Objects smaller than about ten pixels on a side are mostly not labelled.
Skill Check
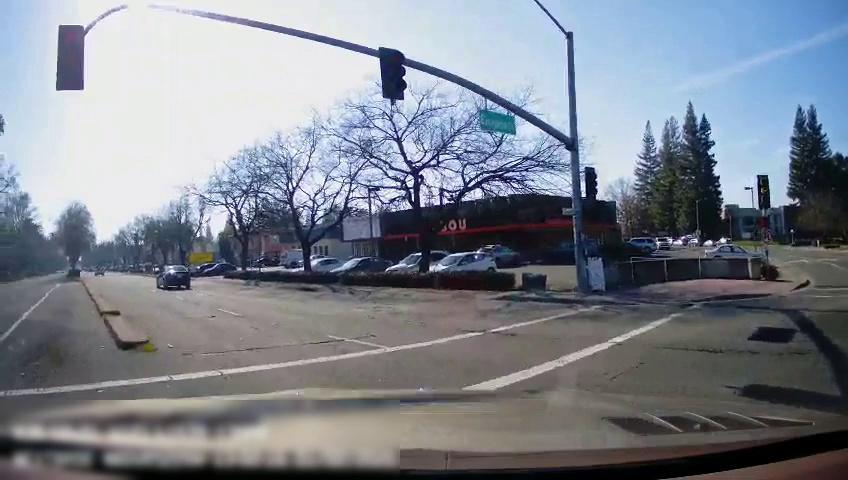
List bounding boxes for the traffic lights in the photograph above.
[756,174,771,210]
[56,24,85,93]
[379,46,407,105]
[584,166,599,200]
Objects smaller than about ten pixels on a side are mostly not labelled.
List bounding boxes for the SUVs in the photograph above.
[298,255,328,268]
[476,246,518,268]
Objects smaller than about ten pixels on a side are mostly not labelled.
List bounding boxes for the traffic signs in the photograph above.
[479,109,517,135]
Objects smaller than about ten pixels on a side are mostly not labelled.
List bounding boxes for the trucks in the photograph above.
[280,250,311,268]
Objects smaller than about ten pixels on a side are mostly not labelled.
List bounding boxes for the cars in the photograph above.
[327,257,392,275]
[427,252,496,274]
[204,263,237,275]
[194,263,222,274]
[703,244,757,259]
[385,253,451,274]
[292,257,352,275]
[155,265,191,290]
